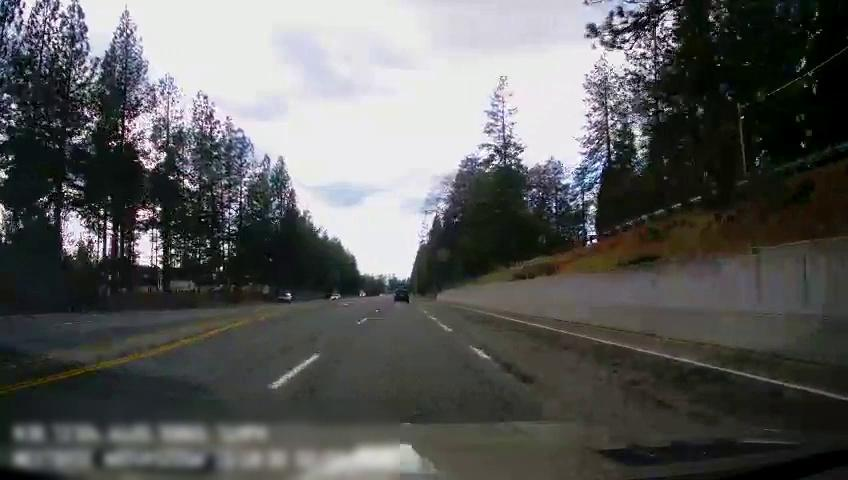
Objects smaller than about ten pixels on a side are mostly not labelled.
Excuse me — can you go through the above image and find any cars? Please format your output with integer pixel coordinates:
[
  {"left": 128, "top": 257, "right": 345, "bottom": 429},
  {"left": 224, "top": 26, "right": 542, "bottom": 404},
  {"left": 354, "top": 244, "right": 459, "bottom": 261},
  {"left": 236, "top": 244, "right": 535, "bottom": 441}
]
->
[{"left": 329, "top": 294, "right": 341, "bottom": 300}]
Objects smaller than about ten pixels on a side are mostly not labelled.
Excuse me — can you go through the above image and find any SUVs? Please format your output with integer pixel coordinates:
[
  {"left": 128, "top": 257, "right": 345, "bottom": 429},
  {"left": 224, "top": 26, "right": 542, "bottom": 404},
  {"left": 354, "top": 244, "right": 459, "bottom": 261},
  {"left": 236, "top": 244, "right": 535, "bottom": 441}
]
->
[
  {"left": 276, "top": 292, "right": 295, "bottom": 304},
  {"left": 394, "top": 288, "right": 410, "bottom": 303}
]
